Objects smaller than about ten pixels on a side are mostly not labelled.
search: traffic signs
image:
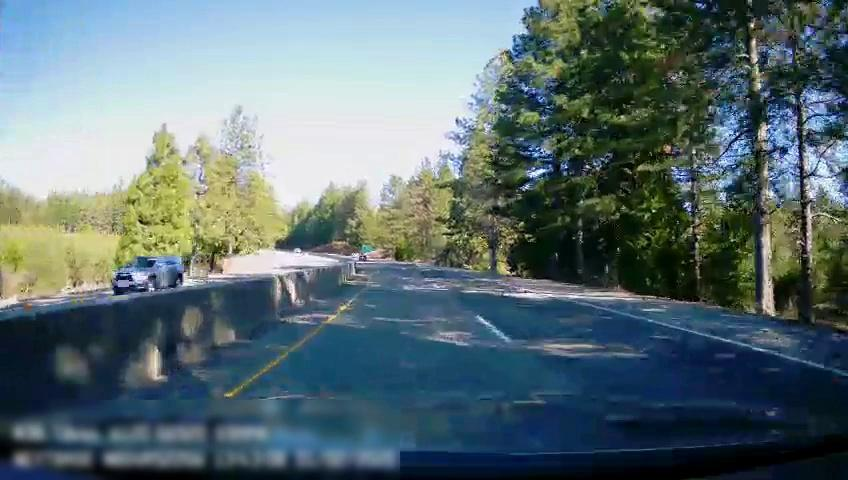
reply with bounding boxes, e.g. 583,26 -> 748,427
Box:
361,244 -> 374,252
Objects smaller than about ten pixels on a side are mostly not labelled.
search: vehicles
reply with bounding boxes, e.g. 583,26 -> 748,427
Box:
357,252 -> 369,263
111,255 -> 185,296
